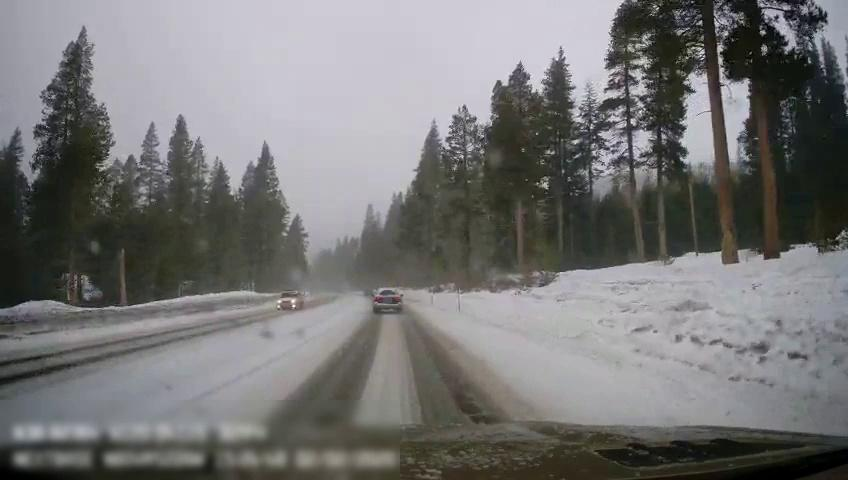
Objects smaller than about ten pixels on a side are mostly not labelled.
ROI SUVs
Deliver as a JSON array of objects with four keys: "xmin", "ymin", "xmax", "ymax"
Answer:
[
  {"xmin": 275, "ymin": 290, "xmax": 304, "ymax": 312},
  {"xmin": 371, "ymin": 286, "xmax": 404, "ymax": 315}
]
